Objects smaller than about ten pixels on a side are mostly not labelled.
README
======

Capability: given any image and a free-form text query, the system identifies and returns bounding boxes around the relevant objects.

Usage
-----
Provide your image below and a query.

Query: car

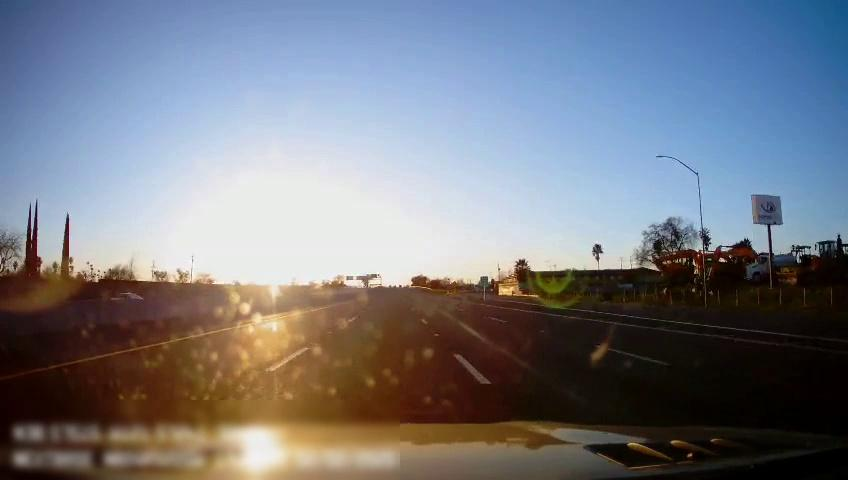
[109,293,144,303]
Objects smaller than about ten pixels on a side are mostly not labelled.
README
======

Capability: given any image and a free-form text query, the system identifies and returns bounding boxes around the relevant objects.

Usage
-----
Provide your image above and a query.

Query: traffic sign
[480,276,488,287]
